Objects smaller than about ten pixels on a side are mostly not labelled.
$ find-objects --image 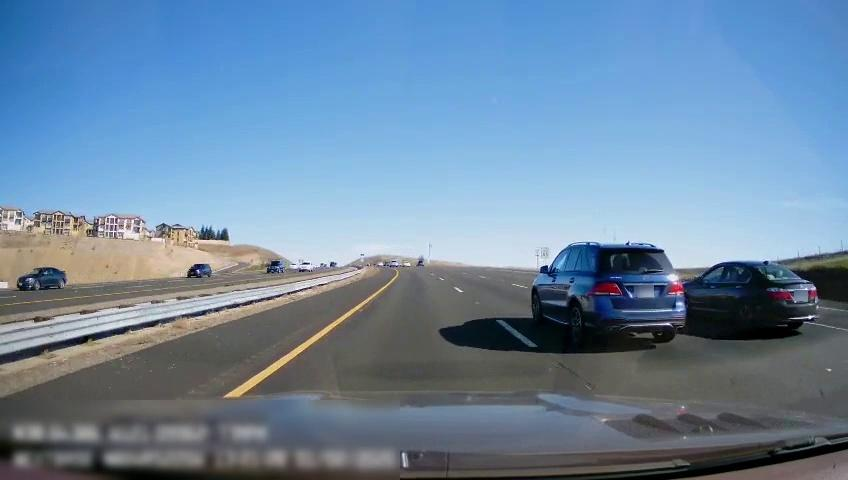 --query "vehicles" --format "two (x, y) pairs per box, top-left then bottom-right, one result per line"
(299, 261), (313, 272)
(266, 260), (285, 273)
(187, 264), (212, 278)
(530, 242), (686, 343)
(683, 260), (819, 335)
(16, 267), (65, 291)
